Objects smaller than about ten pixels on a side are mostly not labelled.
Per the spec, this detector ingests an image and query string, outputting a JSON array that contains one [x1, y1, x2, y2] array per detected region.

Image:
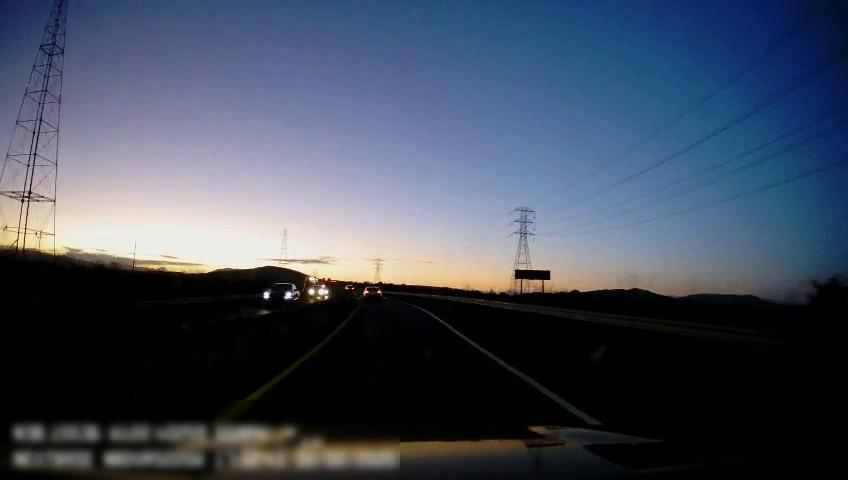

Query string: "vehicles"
[[362, 286, 382, 300], [308, 284, 329, 299], [261, 283, 300, 306]]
